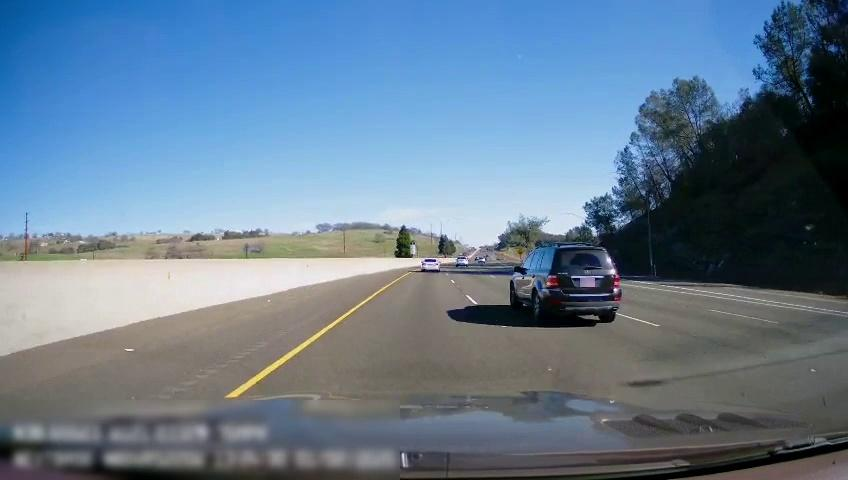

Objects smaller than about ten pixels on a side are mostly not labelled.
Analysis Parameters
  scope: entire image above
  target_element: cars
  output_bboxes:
[420,258,441,273]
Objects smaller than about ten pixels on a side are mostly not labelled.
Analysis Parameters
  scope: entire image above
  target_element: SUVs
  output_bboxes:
[508,244,622,327]
[455,257,469,268]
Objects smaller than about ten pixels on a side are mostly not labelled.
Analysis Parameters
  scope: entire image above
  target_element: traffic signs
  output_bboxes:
[410,244,417,255]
